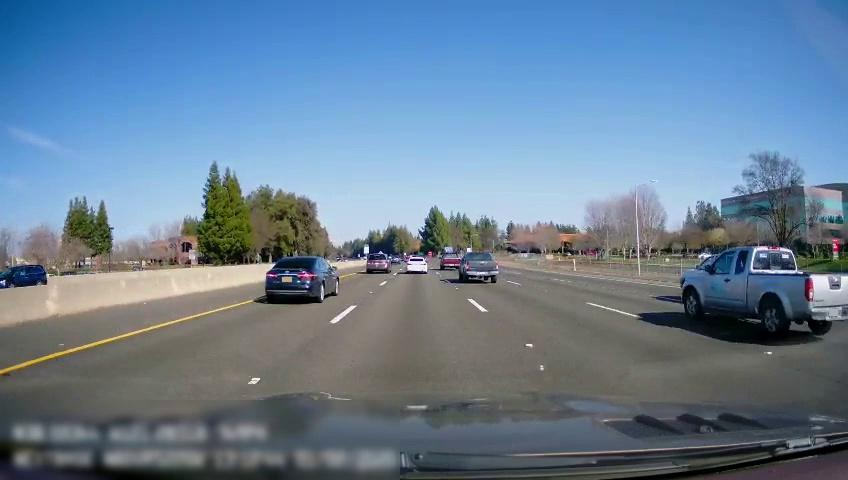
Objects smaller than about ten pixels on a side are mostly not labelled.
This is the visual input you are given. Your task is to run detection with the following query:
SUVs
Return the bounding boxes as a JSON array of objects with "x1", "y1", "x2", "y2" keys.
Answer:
[
  {"x1": 0, "y1": 263, "x2": 48, "y2": 290},
  {"x1": 366, "y1": 252, "x2": 392, "y2": 274}
]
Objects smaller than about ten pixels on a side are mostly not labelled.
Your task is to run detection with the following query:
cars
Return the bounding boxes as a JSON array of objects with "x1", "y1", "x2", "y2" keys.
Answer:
[
  {"x1": 406, "y1": 255, "x2": 428, "y2": 274},
  {"x1": 264, "y1": 255, "x2": 340, "y2": 304}
]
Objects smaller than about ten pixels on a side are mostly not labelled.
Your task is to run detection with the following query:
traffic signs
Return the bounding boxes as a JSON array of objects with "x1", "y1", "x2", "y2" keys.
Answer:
[{"x1": 363, "y1": 243, "x2": 370, "y2": 255}]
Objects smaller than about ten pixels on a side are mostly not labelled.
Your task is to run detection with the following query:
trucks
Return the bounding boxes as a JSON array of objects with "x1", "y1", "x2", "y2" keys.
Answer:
[
  {"x1": 459, "y1": 251, "x2": 499, "y2": 284},
  {"x1": 438, "y1": 250, "x2": 462, "y2": 271},
  {"x1": 679, "y1": 245, "x2": 848, "y2": 339}
]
